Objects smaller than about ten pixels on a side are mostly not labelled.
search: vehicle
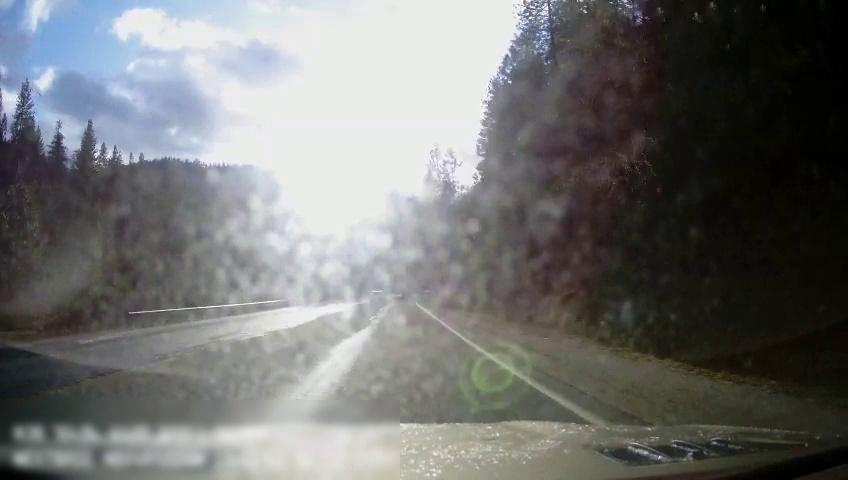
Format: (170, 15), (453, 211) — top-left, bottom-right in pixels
(366, 284), (383, 298)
